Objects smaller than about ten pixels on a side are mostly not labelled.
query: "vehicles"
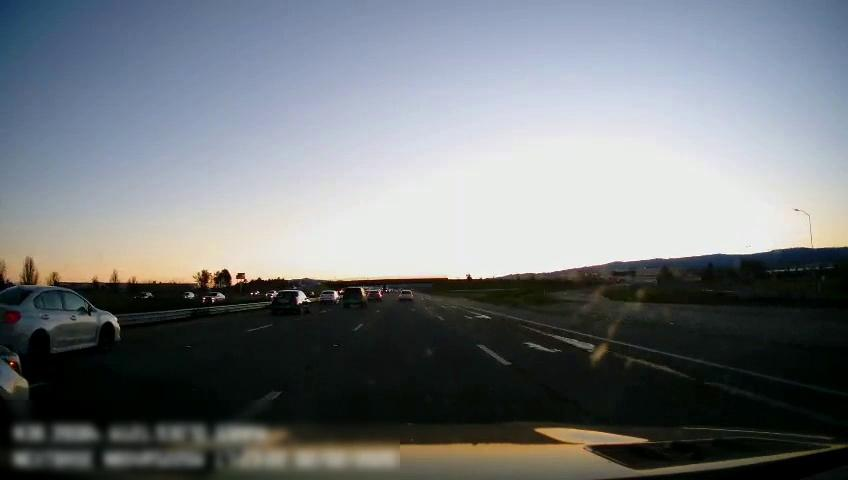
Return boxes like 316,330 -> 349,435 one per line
399,290 -> 414,302
0,343 -> 32,454
265,290 -> 278,299
250,290 -> 262,297
319,290 -> 340,306
133,292 -> 155,301
272,290 -> 312,318
343,288 -> 368,308
367,291 -> 382,302
178,292 -> 196,302
0,284 -> 120,367
202,292 -> 227,306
